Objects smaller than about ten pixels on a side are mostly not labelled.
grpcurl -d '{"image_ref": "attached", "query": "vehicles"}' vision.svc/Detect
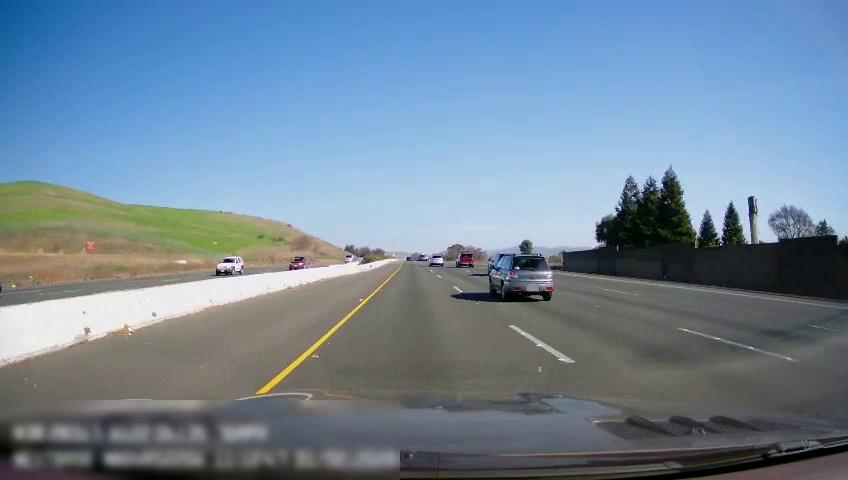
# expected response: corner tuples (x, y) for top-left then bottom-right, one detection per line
(455, 252), (475, 267)
(489, 255), (553, 301)
(429, 255), (444, 267)
(288, 256), (309, 271)
(487, 253), (511, 276)
(215, 255), (246, 277)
